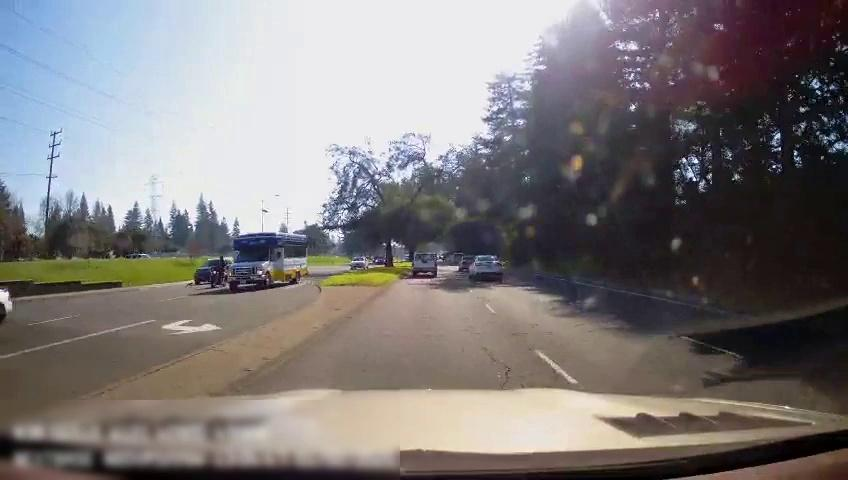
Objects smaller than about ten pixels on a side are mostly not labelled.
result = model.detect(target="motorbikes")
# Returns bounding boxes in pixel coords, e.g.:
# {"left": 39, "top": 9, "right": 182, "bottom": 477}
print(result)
{"left": 207, "top": 255, "right": 231, "bottom": 290}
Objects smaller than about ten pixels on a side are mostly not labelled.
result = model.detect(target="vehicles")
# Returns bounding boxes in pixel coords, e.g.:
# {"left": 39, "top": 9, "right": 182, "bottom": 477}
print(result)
{"left": 193, "top": 257, "right": 232, "bottom": 285}
{"left": 350, "top": 255, "right": 369, "bottom": 270}
{"left": 0, "top": 290, "right": 14, "bottom": 324}
{"left": 457, "top": 255, "right": 473, "bottom": 272}
{"left": 227, "top": 231, "right": 308, "bottom": 291}
{"left": 412, "top": 252, "right": 439, "bottom": 276}
{"left": 375, "top": 256, "right": 386, "bottom": 265}
{"left": 468, "top": 255, "right": 506, "bottom": 282}
{"left": 127, "top": 253, "right": 148, "bottom": 259}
